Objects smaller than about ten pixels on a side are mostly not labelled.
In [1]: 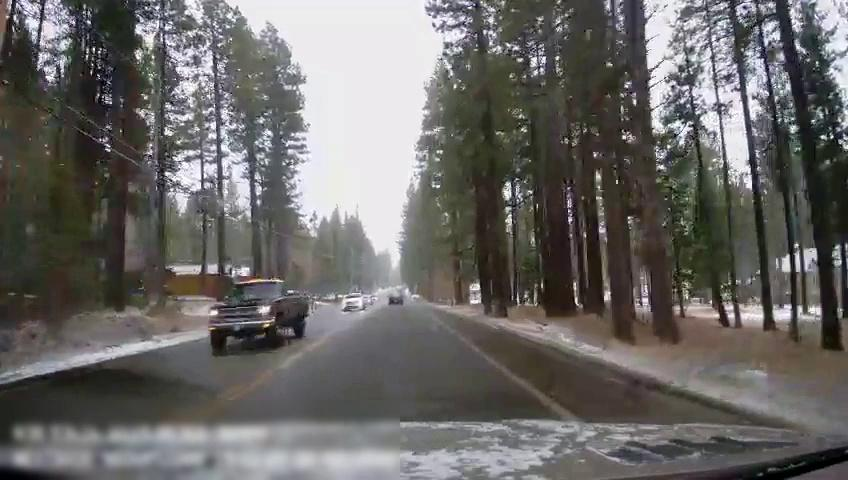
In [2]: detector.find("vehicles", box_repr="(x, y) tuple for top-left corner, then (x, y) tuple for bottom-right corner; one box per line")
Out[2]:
(387, 292), (404, 305)
(206, 278), (309, 354)
(341, 292), (369, 314)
